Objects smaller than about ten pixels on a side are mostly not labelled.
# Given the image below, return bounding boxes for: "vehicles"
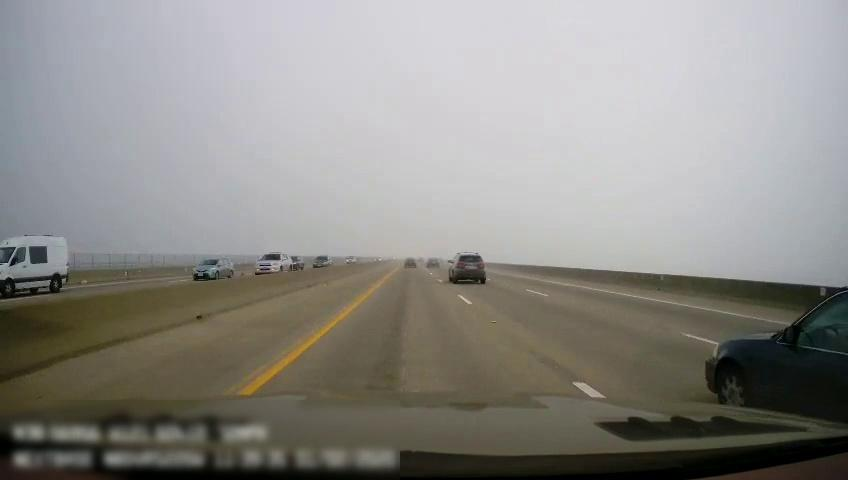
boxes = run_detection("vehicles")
[0,233,70,299]
[288,254,306,272]
[191,257,235,281]
[447,251,488,285]
[345,256,359,265]
[702,284,848,426]
[425,257,440,269]
[311,255,335,269]
[253,252,294,276]
[404,257,418,268]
